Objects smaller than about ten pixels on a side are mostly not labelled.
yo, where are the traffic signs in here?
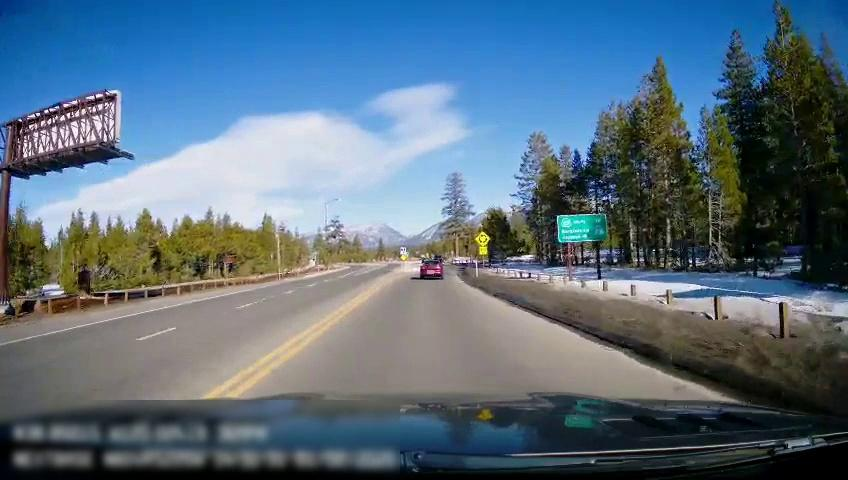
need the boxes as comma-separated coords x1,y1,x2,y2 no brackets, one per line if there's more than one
475,232,490,246
557,214,609,243
478,246,489,256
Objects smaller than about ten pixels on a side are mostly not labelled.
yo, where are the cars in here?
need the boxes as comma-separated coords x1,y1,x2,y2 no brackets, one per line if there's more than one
420,259,446,279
